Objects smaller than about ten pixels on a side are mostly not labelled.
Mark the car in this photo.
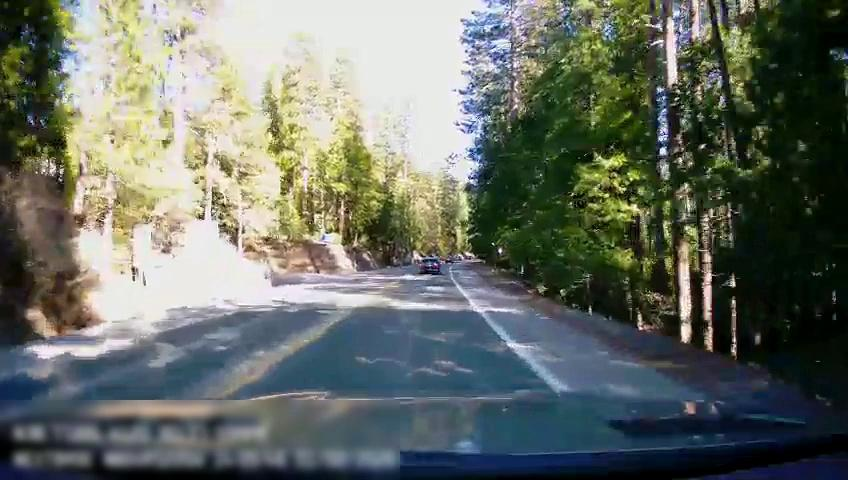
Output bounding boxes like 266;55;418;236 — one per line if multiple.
419;257;442;275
